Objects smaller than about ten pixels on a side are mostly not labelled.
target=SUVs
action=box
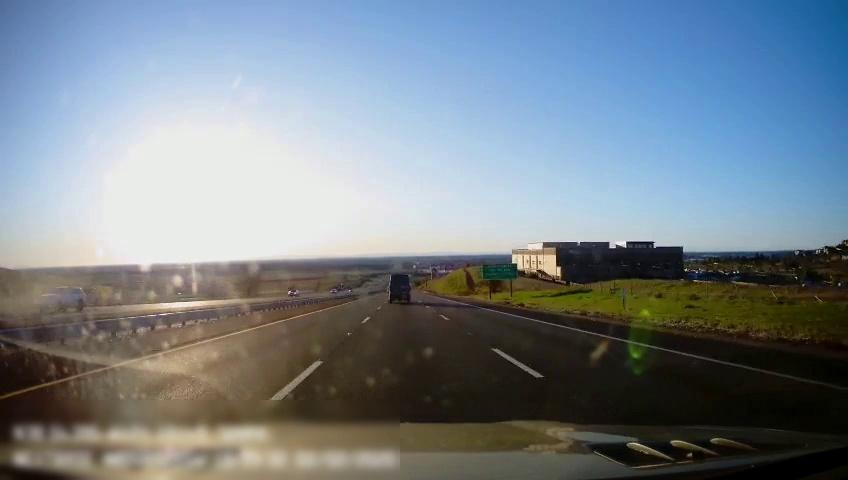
[287,289,300,298]
[38,286,87,314]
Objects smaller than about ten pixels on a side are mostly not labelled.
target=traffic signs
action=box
[481,263,518,280]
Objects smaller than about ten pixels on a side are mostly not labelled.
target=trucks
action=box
[390,274,411,304]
